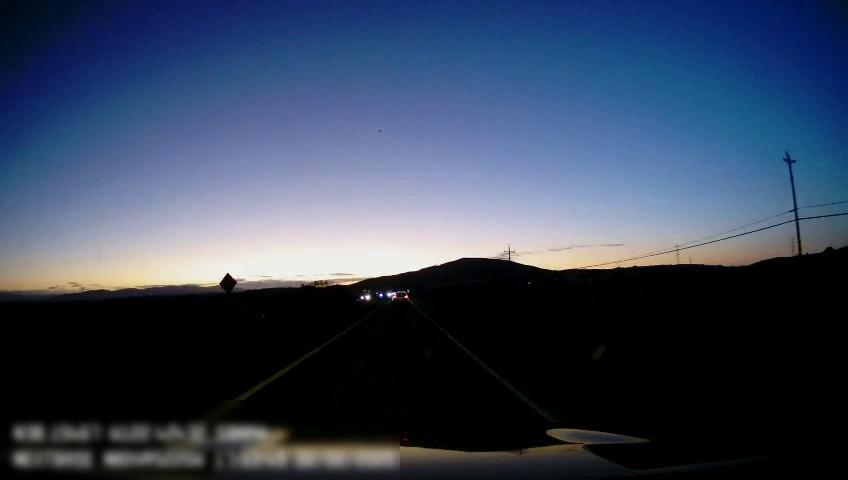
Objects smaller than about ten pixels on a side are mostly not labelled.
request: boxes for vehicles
[359,290,372,302]
[391,291,410,305]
